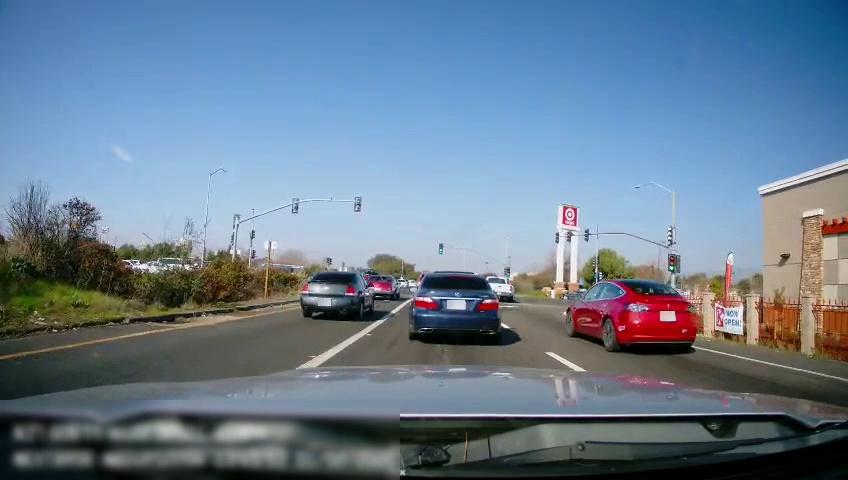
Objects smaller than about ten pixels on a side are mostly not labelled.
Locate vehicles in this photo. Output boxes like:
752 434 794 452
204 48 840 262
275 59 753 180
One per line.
396 277 408 289
365 274 402 301
417 272 427 286
559 290 587 302
406 270 501 341
300 270 376 320
484 275 514 303
121 259 145 273
135 261 166 274
560 277 700 353
157 256 194 272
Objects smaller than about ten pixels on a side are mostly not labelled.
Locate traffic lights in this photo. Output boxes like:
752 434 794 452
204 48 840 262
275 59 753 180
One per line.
438 242 445 256
597 270 605 282
554 231 561 245
506 266 511 278
591 257 596 268
503 266 508 277
352 195 362 213
666 223 675 247
291 198 299 214
583 228 590 243
566 230 573 244
673 254 682 274
667 253 678 274
249 228 256 240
